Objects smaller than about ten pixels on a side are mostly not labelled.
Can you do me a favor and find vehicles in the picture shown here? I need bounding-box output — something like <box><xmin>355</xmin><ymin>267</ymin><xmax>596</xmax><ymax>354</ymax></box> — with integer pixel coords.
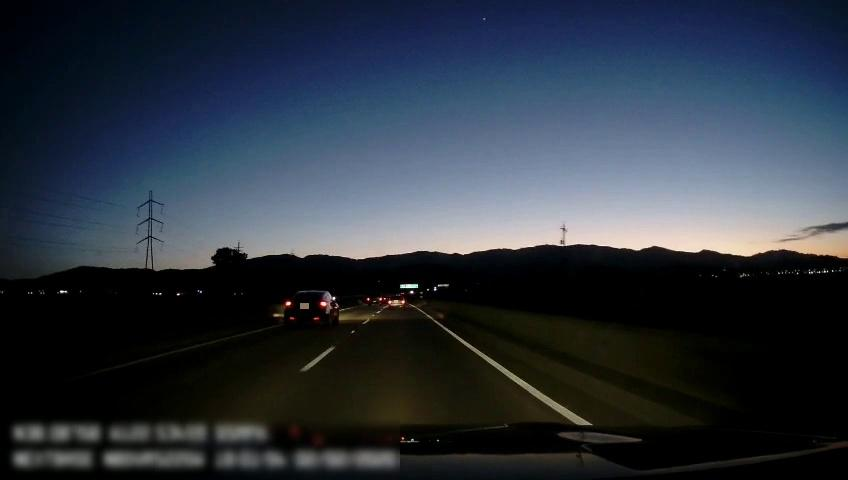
<box><xmin>366</xmin><ymin>292</ymin><xmax>384</xmax><ymax>307</ymax></box>
<box><xmin>388</xmin><ymin>294</ymin><xmax>407</xmax><ymax>308</ymax></box>
<box><xmin>284</xmin><ymin>290</ymin><xmax>339</xmax><ymax>329</ymax></box>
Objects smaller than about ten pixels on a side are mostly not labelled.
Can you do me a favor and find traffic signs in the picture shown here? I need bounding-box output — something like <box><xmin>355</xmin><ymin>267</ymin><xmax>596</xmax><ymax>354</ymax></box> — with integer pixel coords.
<box><xmin>400</xmin><ymin>283</ymin><xmax>419</xmax><ymax>289</ymax></box>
